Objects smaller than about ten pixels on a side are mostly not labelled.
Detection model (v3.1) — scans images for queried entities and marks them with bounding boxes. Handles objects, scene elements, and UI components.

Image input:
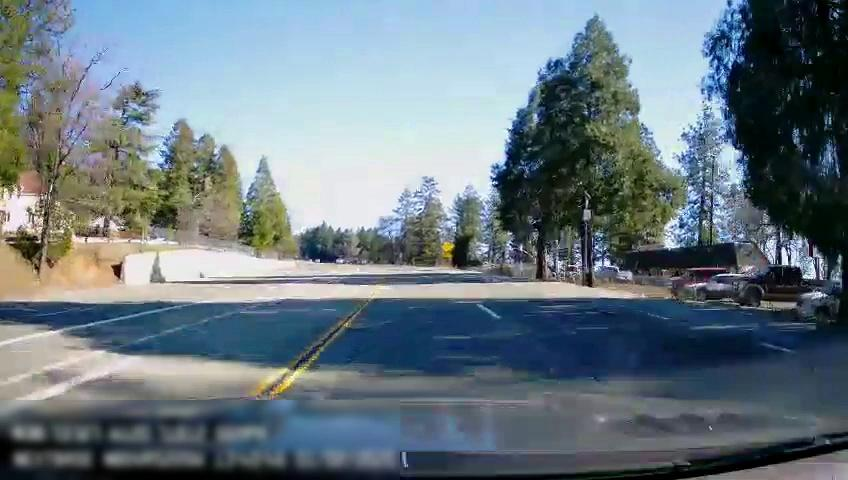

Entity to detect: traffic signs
[440,238,456,253]
[441,252,454,259]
